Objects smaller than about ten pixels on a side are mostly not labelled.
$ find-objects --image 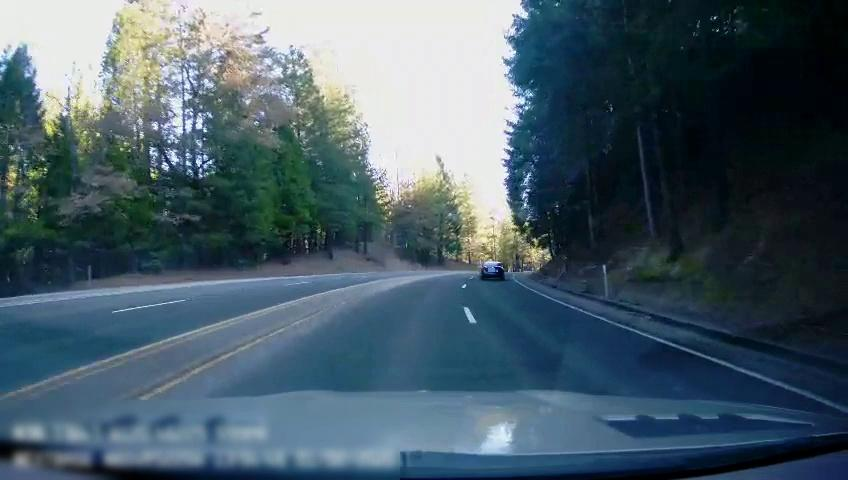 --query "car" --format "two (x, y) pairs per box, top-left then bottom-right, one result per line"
(480, 261), (504, 281)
